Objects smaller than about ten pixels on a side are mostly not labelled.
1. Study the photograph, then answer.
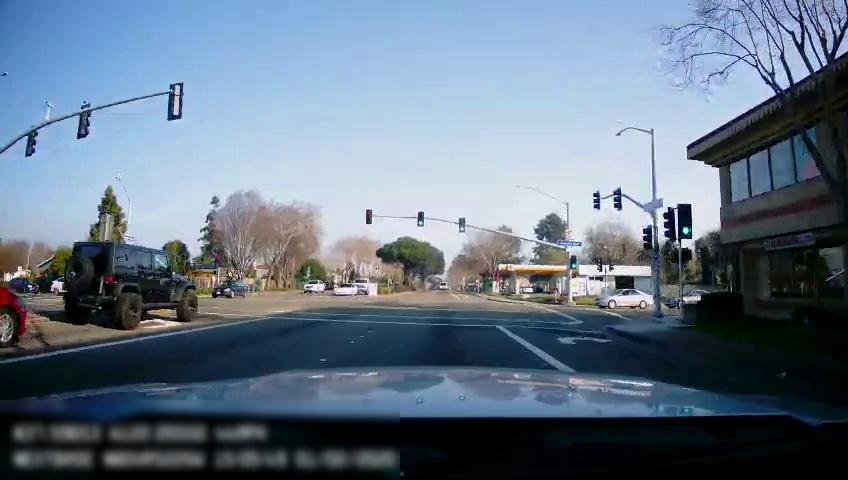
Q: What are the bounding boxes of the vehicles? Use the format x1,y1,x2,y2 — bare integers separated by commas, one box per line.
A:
212,280,247,298
334,283,358,296
352,278,373,295
663,289,711,310
63,240,198,330
520,285,533,294
0,285,32,347
50,276,65,296
304,280,325,293
8,278,40,294
592,288,653,309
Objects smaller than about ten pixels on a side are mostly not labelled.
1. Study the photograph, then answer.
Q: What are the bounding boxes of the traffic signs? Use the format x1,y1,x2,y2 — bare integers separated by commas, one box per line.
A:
558,240,577,247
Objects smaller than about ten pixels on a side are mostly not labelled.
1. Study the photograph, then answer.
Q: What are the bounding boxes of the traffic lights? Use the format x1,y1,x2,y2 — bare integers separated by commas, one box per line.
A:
458,217,466,232
76,103,92,139
677,203,694,240
671,247,690,264
167,80,184,122
570,255,577,270
613,187,623,211
592,191,601,210
642,224,654,249
597,259,603,273
365,208,373,225
25,129,39,157
663,206,676,242
417,211,425,227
